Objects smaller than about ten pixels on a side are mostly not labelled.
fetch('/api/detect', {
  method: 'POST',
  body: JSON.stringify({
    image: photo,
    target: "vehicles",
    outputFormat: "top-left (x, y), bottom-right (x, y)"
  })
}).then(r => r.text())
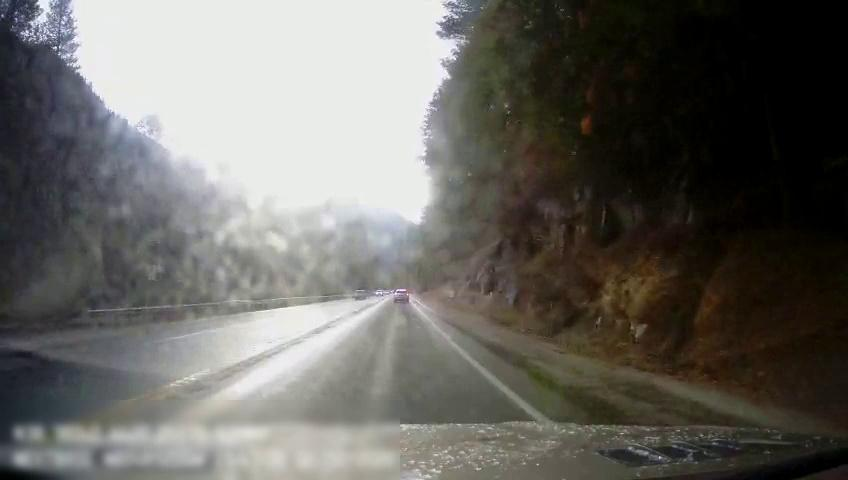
top-left (354, 289), bottom-right (367, 301)
top-left (393, 288), bottom-right (410, 304)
